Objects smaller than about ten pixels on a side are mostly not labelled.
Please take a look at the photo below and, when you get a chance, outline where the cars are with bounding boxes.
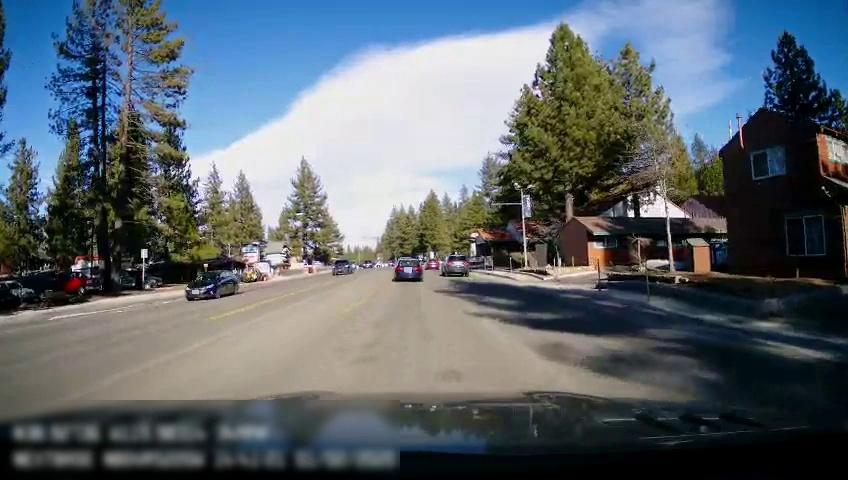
[393,257,422,281]
[184,270,242,302]
[425,257,441,270]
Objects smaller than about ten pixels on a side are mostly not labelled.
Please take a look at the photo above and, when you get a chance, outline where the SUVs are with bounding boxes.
[332,260,353,275]
[442,254,471,278]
